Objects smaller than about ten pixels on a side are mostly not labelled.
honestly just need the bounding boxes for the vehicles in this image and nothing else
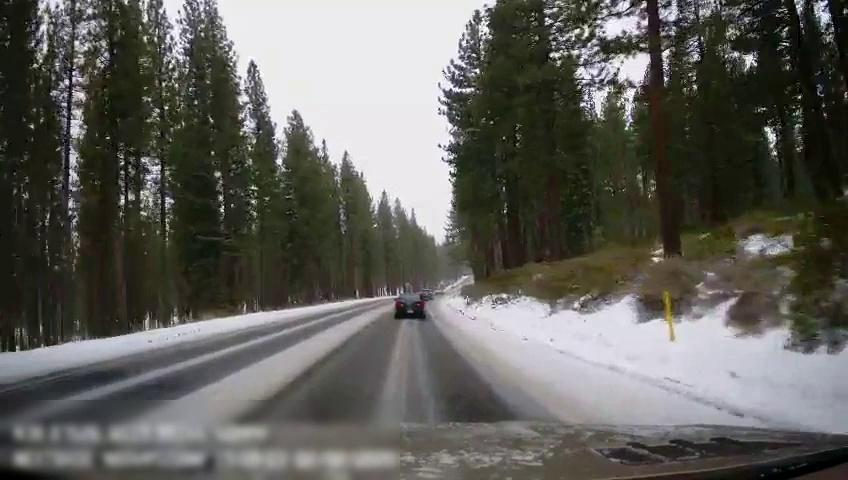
[419,288,434,301]
[434,287,445,296]
[393,292,426,320]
